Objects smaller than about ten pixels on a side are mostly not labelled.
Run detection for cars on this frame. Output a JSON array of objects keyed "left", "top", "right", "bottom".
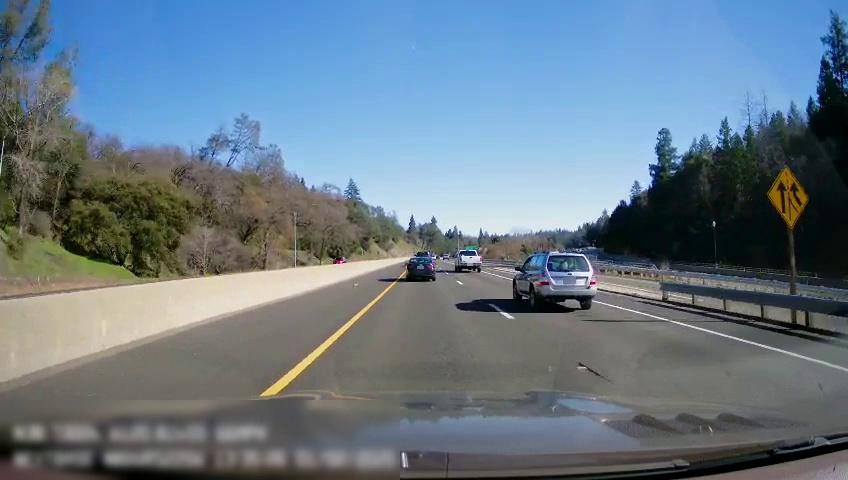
[
  {"left": 511, "top": 253, "right": 597, "bottom": 311},
  {"left": 404, "top": 255, "right": 439, "bottom": 283}
]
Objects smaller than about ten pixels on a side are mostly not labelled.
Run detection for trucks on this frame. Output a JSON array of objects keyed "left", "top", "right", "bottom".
[{"left": 454, "top": 249, "right": 483, "bottom": 274}]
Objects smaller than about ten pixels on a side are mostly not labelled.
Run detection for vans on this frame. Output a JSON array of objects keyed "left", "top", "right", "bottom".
[{"left": 333, "top": 256, "right": 349, "bottom": 265}]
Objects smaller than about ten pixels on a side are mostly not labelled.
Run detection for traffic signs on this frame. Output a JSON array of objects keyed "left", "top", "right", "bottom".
[
  {"left": 464, "top": 245, "right": 481, "bottom": 252},
  {"left": 766, "top": 166, "right": 808, "bottom": 230}
]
